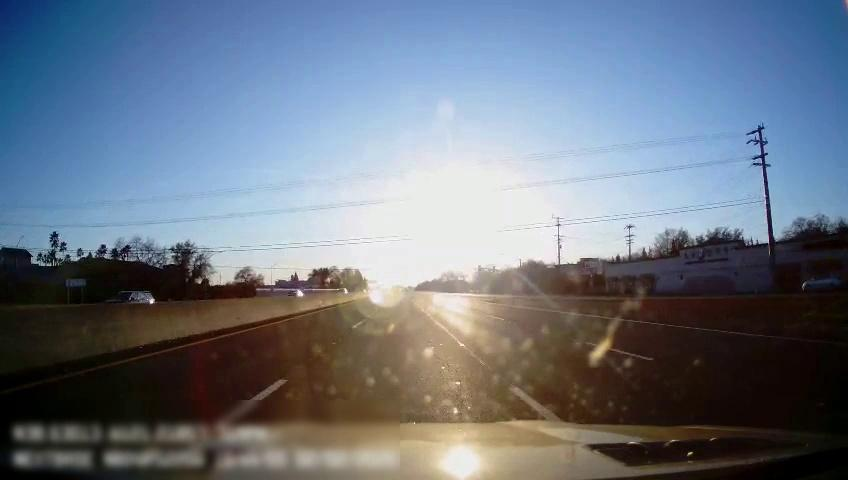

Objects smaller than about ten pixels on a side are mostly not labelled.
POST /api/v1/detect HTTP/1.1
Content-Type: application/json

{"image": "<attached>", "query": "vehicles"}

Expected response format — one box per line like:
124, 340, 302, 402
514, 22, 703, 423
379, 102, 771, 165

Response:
103, 291, 155, 308
286, 290, 304, 298
335, 288, 348, 295
802, 272, 848, 295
